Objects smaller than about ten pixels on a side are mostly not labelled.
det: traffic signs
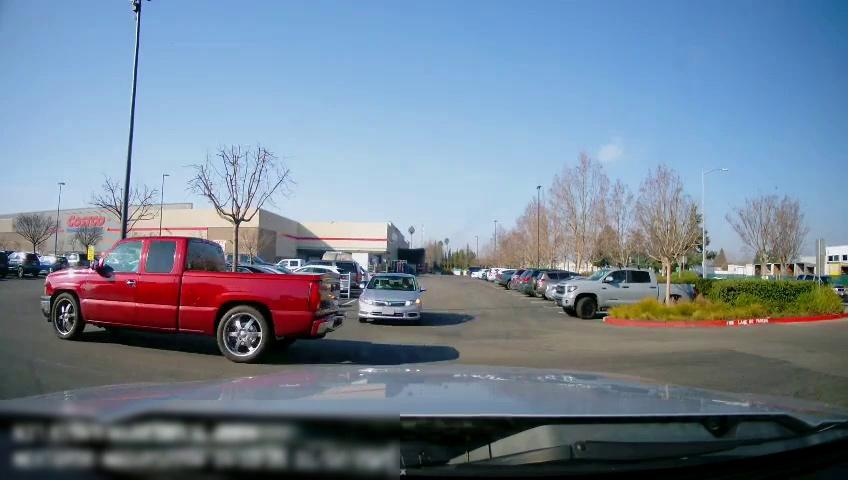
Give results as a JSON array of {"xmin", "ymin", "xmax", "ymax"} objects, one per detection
[{"xmin": 86, "ymin": 245, "xmax": 95, "ymax": 261}]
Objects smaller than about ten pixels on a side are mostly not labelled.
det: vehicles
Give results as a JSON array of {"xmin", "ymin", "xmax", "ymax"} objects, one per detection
[
  {"xmin": 291, "ymin": 264, "xmax": 345, "ymax": 300},
  {"xmin": 309, "ymin": 260, "xmax": 370, "ymax": 301},
  {"xmin": 520, "ymin": 266, "xmax": 564, "ymax": 299},
  {"xmin": 508, "ymin": 267, "xmax": 528, "ymax": 294},
  {"xmin": 322, "ymin": 249, "xmax": 348, "ymax": 260},
  {"xmin": 554, "ymin": 265, "xmax": 702, "ymax": 320},
  {"xmin": 495, "ymin": 268, "xmax": 519, "ymax": 291},
  {"xmin": 470, "ymin": 269, "xmax": 489, "ymax": 281},
  {"xmin": 357, "ymin": 271, "xmax": 427, "ymax": 325},
  {"xmin": 535, "ymin": 269, "xmax": 592, "ymax": 295},
  {"xmin": 37, "ymin": 252, "xmax": 69, "ymax": 280},
  {"xmin": 62, "ymin": 250, "xmax": 93, "ymax": 267},
  {"xmin": 0, "ymin": 248, "xmax": 16, "ymax": 281},
  {"xmin": 795, "ymin": 274, "xmax": 831, "ymax": 286},
  {"xmin": 274, "ymin": 258, "xmax": 301, "ymax": 271},
  {"xmin": 543, "ymin": 279, "xmax": 567, "ymax": 302},
  {"xmin": 6, "ymin": 250, "xmax": 41, "ymax": 280},
  {"xmin": 486, "ymin": 265, "xmax": 508, "ymax": 284},
  {"xmin": 40, "ymin": 235, "xmax": 346, "ymax": 364}
]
